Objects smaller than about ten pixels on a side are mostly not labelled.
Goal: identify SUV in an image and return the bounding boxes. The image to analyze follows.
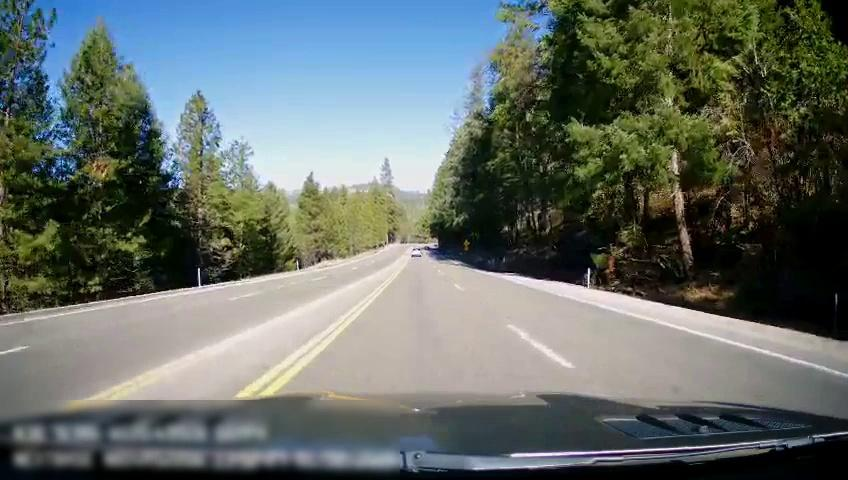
[410,247,423,258]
